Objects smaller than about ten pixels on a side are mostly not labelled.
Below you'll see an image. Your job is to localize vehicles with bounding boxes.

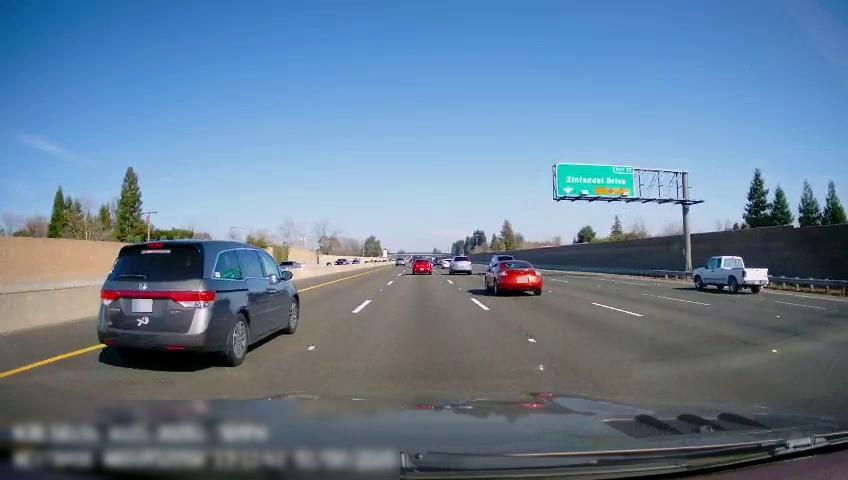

[96,239,300,369]
[692,255,769,295]
[482,258,544,298]
[448,254,472,274]
[411,258,433,276]
[487,253,514,269]
[432,257,441,266]
[334,258,350,266]
[351,259,361,265]
[279,260,303,270]
[440,258,453,269]
[395,257,407,267]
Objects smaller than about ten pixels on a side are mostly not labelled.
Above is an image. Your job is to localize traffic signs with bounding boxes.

[382,247,388,258]
[555,162,635,199]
